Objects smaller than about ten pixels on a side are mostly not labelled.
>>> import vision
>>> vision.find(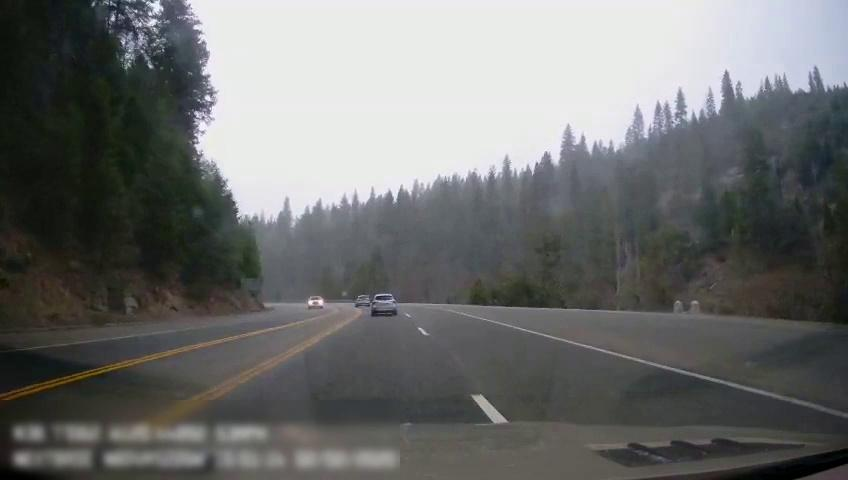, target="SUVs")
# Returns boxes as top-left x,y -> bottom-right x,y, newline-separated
355,295 -> 370,307
371,293 -> 397,316
308,296 -> 324,309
